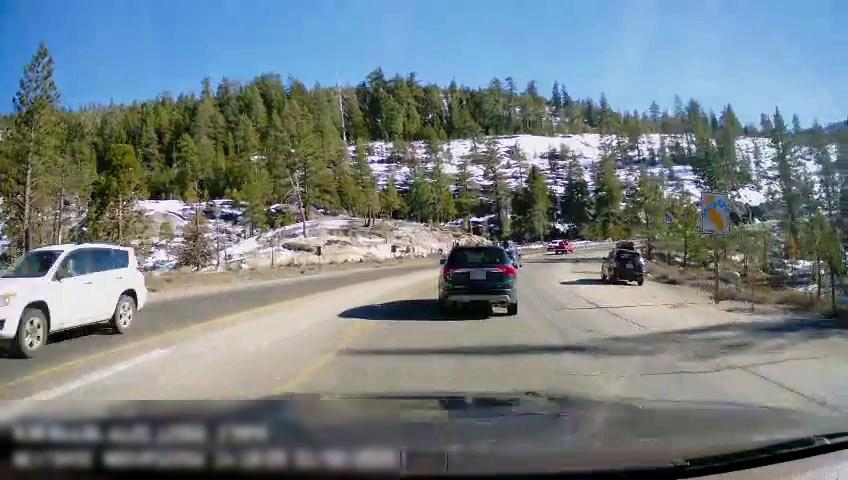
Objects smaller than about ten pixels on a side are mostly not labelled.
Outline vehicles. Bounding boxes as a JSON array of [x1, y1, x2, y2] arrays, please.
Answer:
[[555, 241, 577, 256], [437, 245, 521, 316], [0, 243, 149, 361], [498, 238, 524, 267], [599, 240, 645, 286]]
